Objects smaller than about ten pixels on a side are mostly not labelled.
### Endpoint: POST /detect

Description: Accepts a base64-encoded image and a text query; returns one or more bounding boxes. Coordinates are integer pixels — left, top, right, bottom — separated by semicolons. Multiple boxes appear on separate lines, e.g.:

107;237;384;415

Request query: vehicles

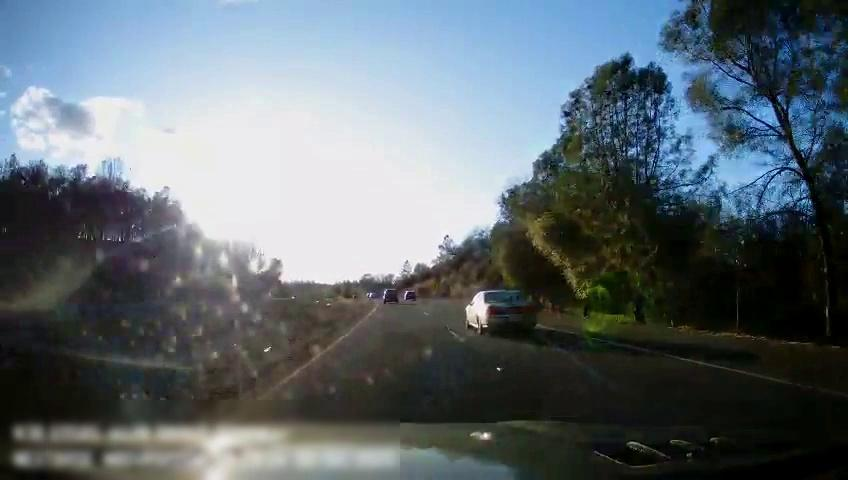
464;290;536;337
404;291;416;301
384;290;399;304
